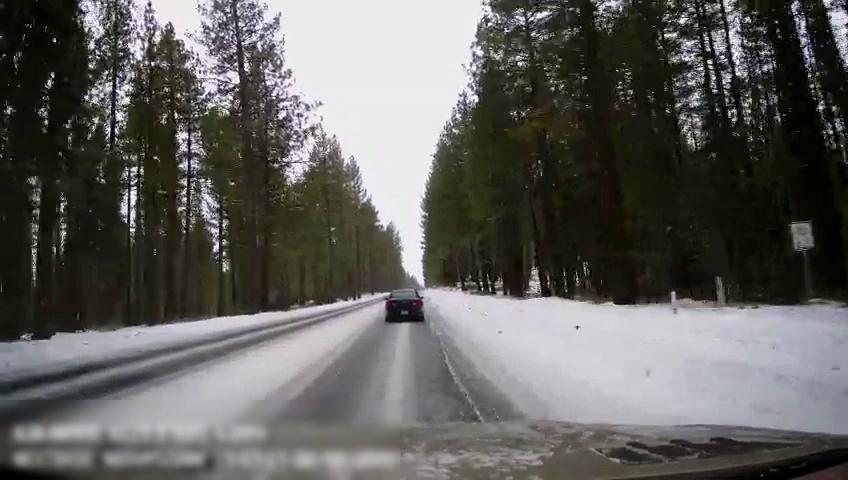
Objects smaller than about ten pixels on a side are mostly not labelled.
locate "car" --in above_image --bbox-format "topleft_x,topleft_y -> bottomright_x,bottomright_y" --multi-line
383,289 -> 425,322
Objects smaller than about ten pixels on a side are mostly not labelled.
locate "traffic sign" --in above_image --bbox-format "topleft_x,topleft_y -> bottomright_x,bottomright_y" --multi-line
790,220 -> 816,251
